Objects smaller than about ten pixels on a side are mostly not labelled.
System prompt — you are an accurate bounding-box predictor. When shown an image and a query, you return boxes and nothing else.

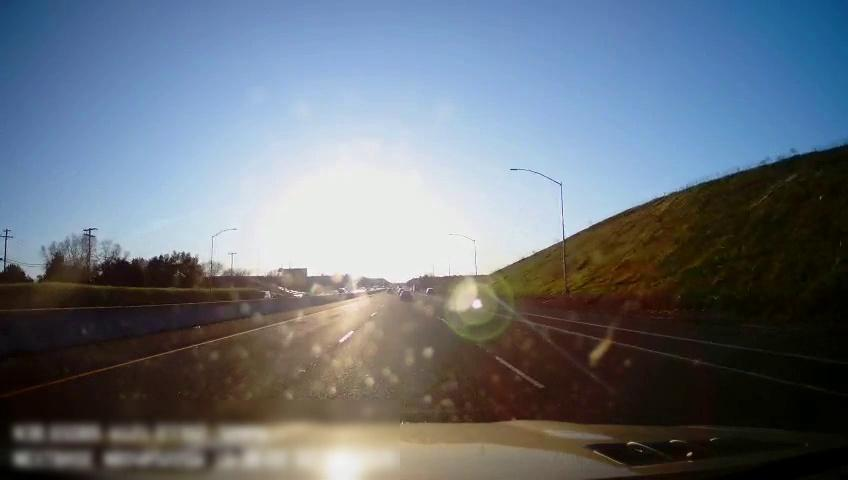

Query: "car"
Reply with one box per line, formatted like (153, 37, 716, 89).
(399, 290, 412, 301)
